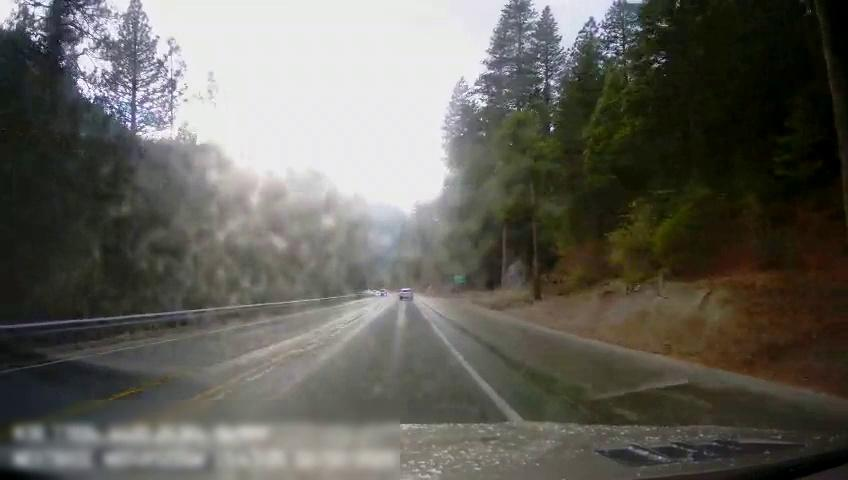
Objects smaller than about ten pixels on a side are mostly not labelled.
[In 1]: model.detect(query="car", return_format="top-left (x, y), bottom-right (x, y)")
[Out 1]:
top-left (399, 287), bottom-right (414, 301)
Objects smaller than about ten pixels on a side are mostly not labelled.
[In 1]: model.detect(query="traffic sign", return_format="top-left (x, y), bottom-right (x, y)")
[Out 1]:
top-left (454, 274), bottom-right (465, 284)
